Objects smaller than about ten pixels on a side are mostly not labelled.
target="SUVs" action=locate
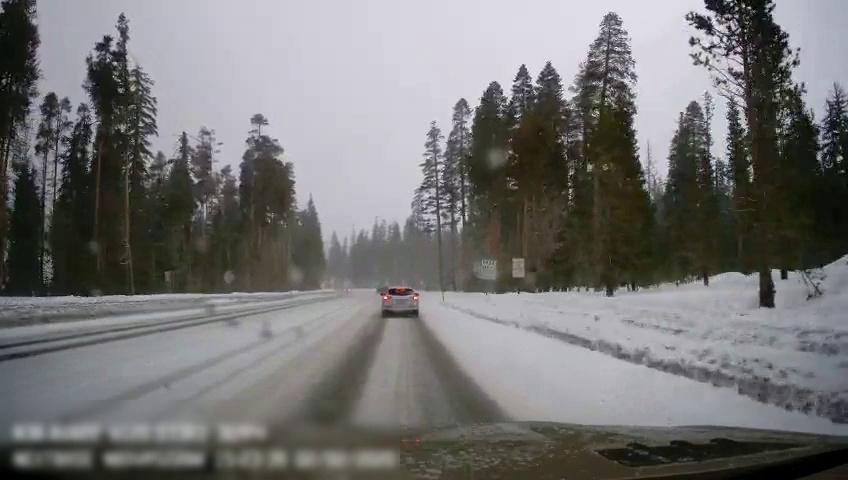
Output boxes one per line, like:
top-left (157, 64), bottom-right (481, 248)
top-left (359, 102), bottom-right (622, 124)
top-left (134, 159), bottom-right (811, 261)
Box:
top-left (381, 287), bottom-right (420, 318)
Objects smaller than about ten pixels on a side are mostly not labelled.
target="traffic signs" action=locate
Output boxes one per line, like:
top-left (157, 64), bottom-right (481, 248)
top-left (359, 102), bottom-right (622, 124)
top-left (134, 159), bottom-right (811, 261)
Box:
top-left (480, 258), bottom-right (497, 280)
top-left (221, 270), bottom-right (236, 285)
top-left (511, 257), bottom-right (525, 279)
